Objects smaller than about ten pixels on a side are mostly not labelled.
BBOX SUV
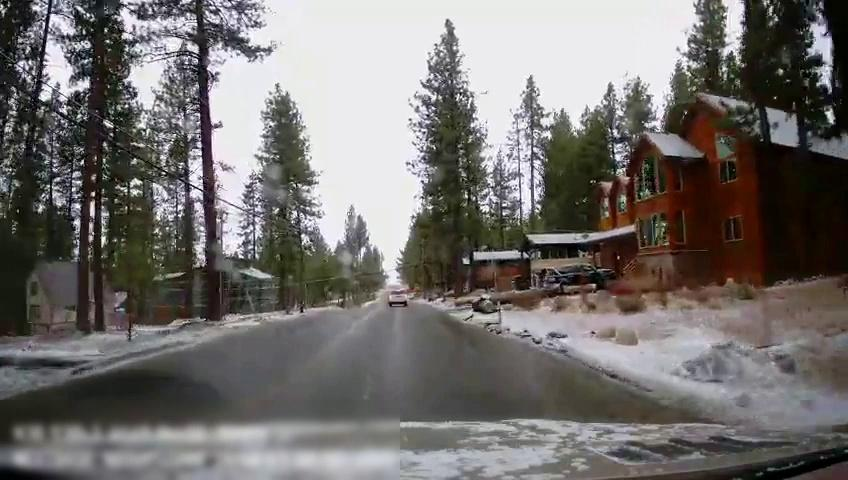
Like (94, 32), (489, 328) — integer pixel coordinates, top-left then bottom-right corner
(556, 263), (616, 291)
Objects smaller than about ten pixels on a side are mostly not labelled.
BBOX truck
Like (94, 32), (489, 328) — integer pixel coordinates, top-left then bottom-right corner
(387, 289), (408, 307)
